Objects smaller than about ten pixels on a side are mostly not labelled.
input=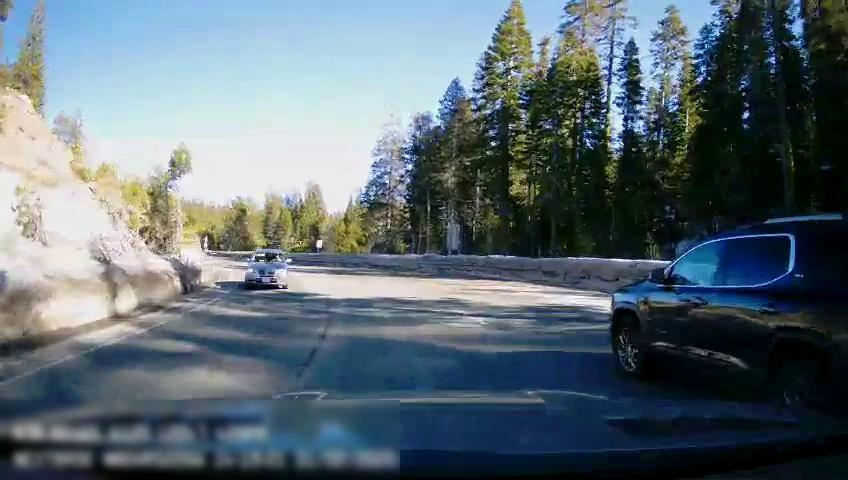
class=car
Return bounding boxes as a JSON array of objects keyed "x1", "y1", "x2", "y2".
[{"x1": 245, "y1": 248, "x2": 290, "y2": 291}]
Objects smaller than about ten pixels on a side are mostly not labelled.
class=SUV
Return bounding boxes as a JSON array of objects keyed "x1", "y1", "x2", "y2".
[{"x1": 605, "y1": 210, "x2": 848, "y2": 415}]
